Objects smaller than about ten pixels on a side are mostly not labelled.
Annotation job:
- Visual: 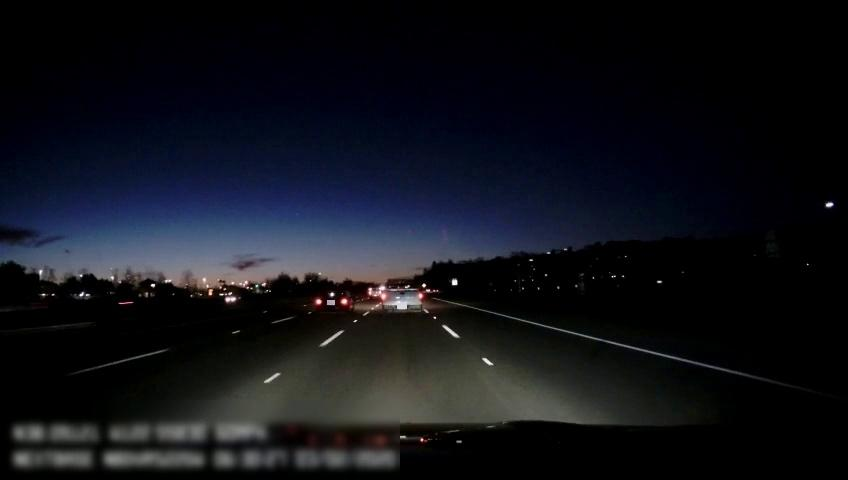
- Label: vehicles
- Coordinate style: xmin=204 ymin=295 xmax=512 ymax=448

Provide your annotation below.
xmin=366 ymin=286 xmax=382 ymax=299
xmin=224 ymin=295 xmax=238 ymax=305
xmin=380 ymin=284 xmax=423 ymax=315
xmin=313 ymin=284 xmax=356 ymax=321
